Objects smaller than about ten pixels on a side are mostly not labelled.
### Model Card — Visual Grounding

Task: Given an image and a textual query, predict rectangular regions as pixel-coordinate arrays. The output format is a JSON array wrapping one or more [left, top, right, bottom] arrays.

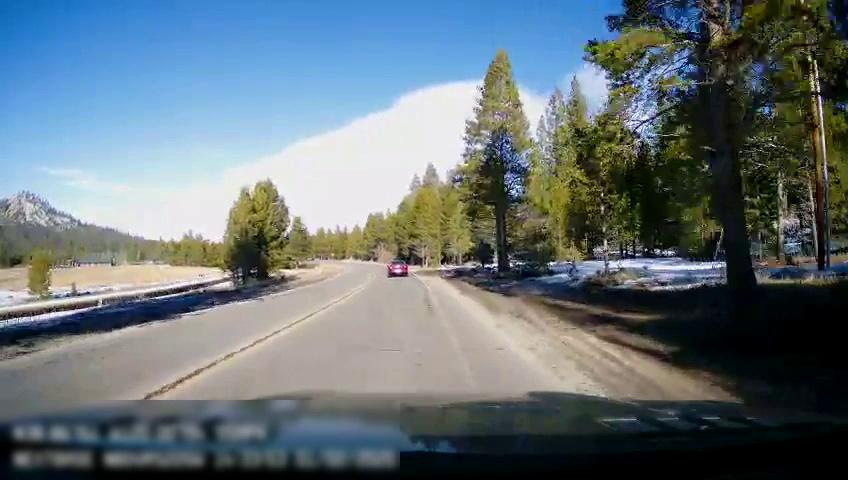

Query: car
[[386, 259, 408, 278]]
